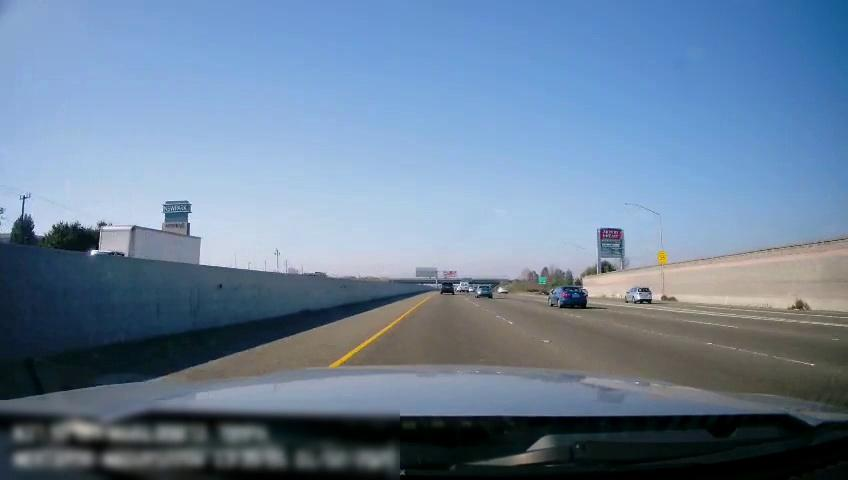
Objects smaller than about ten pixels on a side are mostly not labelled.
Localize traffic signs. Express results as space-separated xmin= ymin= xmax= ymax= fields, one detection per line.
xmin=657 ymin=251 xmax=668 ymax=265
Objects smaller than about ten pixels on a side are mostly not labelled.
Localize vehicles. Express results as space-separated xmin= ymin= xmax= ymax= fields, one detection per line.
xmin=459 ymin=282 xmax=470 ymax=293
xmin=624 ymin=286 xmax=652 ymax=304
xmin=548 ymin=284 xmax=588 ymax=309
xmin=497 ymin=286 xmax=509 ymax=295
xmin=440 ymin=280 xmax=456 ymax=295
xmin=475 ymin=285 xmax=493 ymax=299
